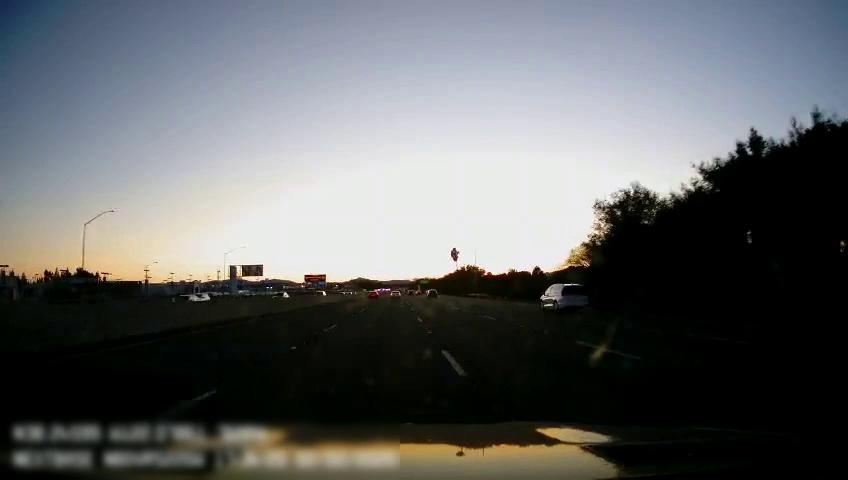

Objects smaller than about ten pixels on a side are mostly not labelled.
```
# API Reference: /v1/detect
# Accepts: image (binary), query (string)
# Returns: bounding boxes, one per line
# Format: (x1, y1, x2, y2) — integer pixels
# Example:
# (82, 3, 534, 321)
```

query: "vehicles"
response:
(539, 283, 590, 312)
(390, 290, 402, 299)
(368, 291, 380, 299)
(426, 289, 438, 298)
(313, 291, 327, 297)
(193, 293, 211, 304)
(171, 295, 204, 304)
(272, 292, 290, 300)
